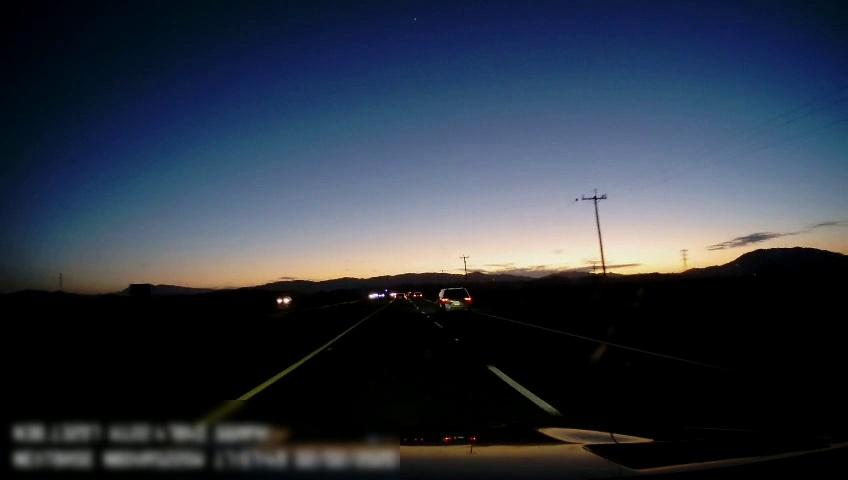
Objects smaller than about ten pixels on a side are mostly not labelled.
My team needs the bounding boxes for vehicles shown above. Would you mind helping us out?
[412,291,424,301]
[393,292,408,304]
[438,287,473,316]
[275,295,293,307]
